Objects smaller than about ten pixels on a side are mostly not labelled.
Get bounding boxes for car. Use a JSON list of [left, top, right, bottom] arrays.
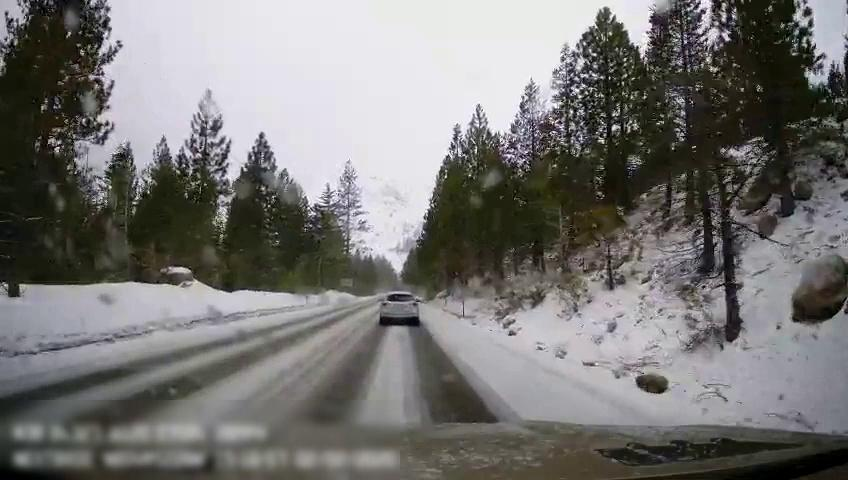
[[377, 291, 421, 325]]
